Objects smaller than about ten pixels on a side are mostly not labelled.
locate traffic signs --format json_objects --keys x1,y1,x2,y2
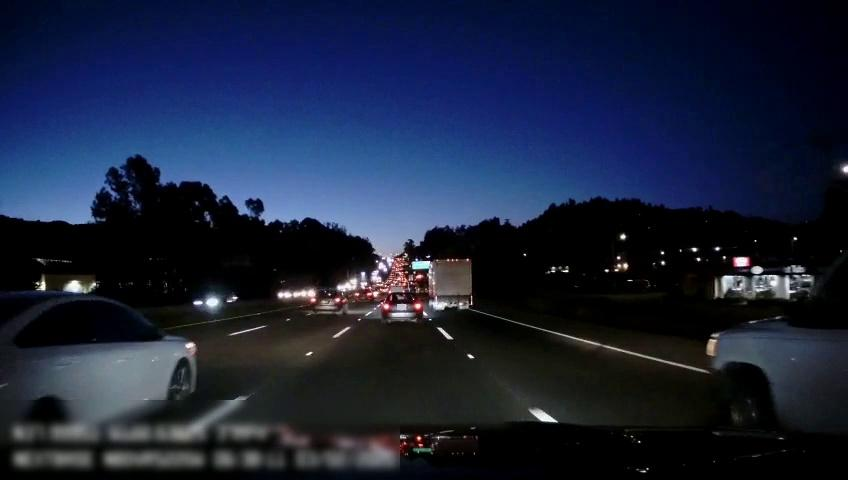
[{"x1": 412, "y1": 260, "x2": 431, "y2": 269}]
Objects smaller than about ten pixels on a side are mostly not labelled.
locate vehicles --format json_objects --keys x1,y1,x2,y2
[
  {"x1": 0, "y1": 288, "x2": 199, "y2": 437},
  {"x1": 192, "y1": 288, "x2": 239, "y2": 307},
  {"x1": 275, "y1": 282, "x2": 317, "y2": 301},
  {"x1": 705, "y1": 245, "x2": 848, "y2": 435},
  {"x1": 355, "y1": 286, "x2": 374, "y2": 302},
  {"x1": 311, "y1": 289, "x2": 348, "y2": 315},
  {"x1": 427, "y1": 258, "x2": 472, "y2": 312},
  {"x1": 380, "y1": 291, "x2": 424, "y2": 327}
]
